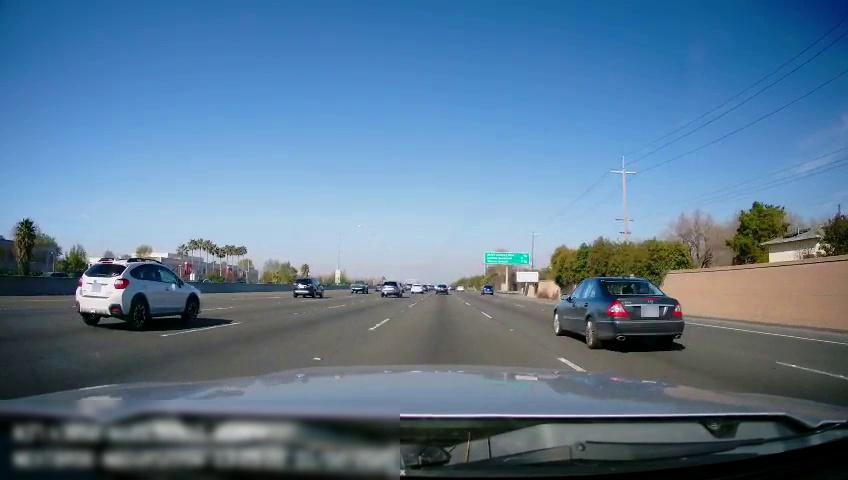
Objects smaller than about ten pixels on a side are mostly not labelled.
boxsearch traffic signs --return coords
[515,271,540,283]
[484,251,531,266]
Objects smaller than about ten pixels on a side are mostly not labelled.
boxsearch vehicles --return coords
[550,275,686,350]
[37,271,71,278]
[410,283,425,295]
[292,279,325,299]
[74,257,201,332]
[481,285,494,296]
[436,284,449,296]
[381,281,403,299]
[350,280,369,295]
